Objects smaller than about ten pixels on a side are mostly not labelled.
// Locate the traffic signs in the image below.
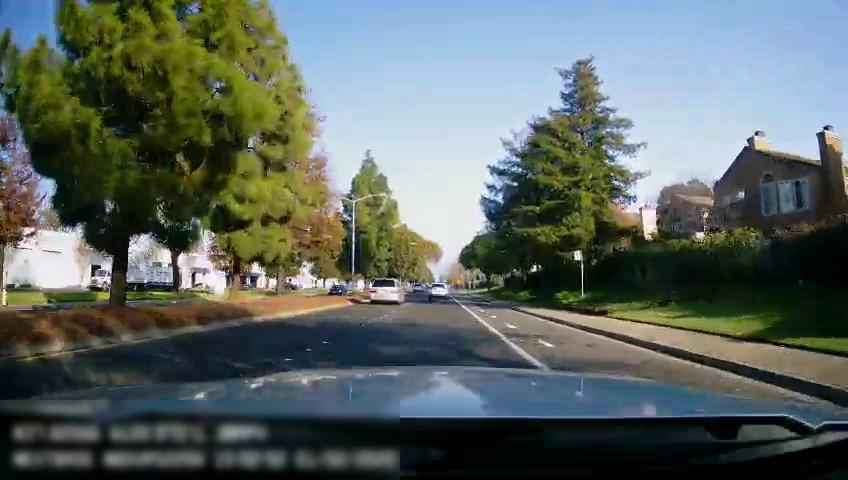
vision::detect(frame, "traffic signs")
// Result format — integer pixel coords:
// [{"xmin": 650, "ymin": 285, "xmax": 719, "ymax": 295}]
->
[{"xmin": 573, "ymin": 250, "xmax": 583, "ymax": 261}]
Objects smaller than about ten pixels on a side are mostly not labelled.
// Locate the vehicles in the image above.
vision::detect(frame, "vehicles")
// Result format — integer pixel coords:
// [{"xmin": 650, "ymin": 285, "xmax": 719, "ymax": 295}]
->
[
  {"xmin": 327, "ymin": 285, "xmax": 348, "ymax": 297},
  {"xmin": 369, "ymin": 278, "xmax": 405, "ymax": 304},
  {"xmin": 413, "ymin": 282, "xmax": 427, "ymax": 294},
  {"xmin": 427, "ymin": 283, "xmax": 450, "ymax": 300}
]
